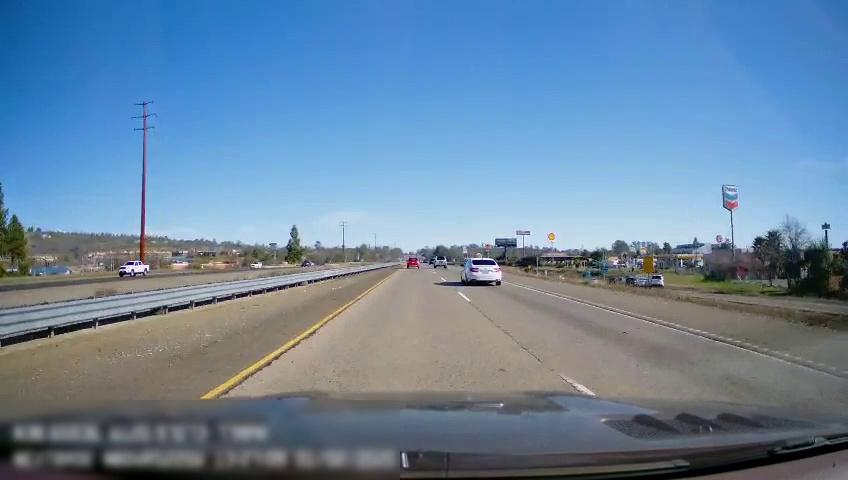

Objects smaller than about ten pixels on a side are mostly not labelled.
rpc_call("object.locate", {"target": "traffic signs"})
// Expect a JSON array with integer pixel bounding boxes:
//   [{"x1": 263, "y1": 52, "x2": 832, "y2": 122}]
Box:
[{"x1": 641, "y1": 255, "x2": 655, "y2": 273}]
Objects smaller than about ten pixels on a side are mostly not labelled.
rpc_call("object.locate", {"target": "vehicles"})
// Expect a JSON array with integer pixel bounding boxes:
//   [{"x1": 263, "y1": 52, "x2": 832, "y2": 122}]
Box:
[
  {"x1": 405, "y1": 256, "x2": 420, "y2": 269},
  {"x1": 459, "y1": 257, "x2": 502, "y2": 286},
  {"x1": 119, "y1": 260, "x2": 150, "y2": 278},
  {"x1": 249, "y1": 261, "x2": 263, "y2": 270},
  {"x1": 300, "y1": 259, "x2": 312, "y2": 268},
  {"x1": 432, "y1": 255, "x2": 447, "y2": 269}
]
